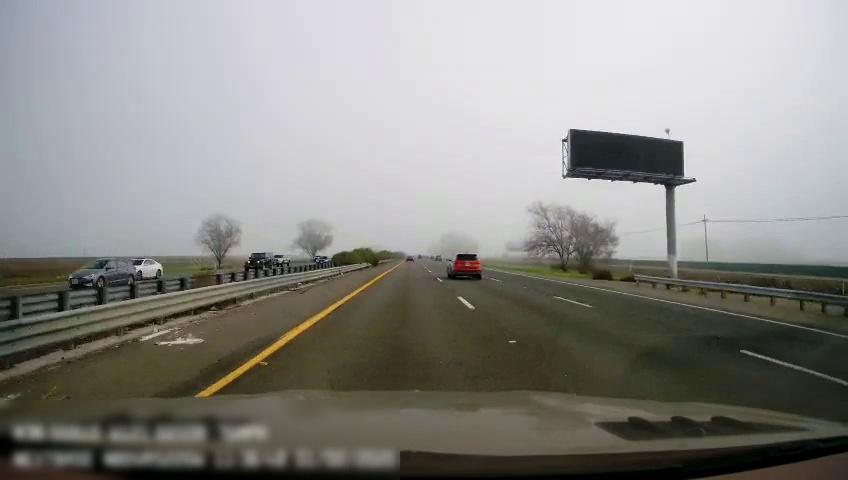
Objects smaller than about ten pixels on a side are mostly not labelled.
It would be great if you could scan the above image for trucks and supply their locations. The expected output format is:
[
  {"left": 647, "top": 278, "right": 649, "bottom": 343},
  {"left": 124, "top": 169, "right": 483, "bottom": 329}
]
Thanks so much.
[{"left": 273, "top": 254, "right": 291, "bottom": 268}]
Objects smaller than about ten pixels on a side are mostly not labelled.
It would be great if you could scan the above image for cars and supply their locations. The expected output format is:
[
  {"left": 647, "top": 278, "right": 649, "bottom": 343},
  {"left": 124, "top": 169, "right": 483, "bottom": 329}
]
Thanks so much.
[
  {"left": 68, "top": 258, "right": 137, "bottom": 290},
  {"left": 316, "top": 256, "right": 333, "bottom": 264},
  {"left": 130, "top": 258, "right": 164, "bottom": 281}
]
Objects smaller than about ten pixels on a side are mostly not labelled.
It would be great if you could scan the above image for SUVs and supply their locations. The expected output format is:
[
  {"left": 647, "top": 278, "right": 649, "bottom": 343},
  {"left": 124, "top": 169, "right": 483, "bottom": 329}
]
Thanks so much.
[
  {"left": 245, "top": 252, "right": 274, "bottom": 271},
  {"left": 444, "top": 252, "right": 482, "bottom": 281}
]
